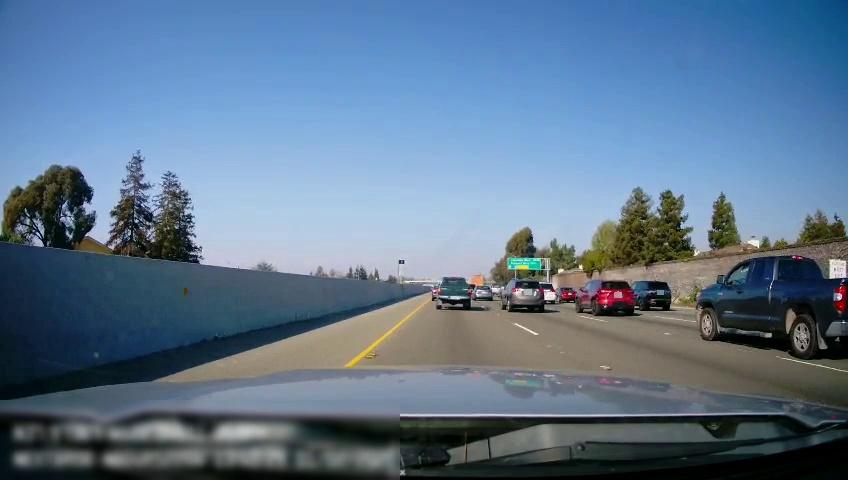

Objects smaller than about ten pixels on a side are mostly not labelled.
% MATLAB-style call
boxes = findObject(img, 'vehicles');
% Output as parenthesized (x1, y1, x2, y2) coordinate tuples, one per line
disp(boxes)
(574, 280, 635, 317)
(466, 284, 478, 292)
(631, 281, 673, 312)
(471, 285, 494, 302)
(539, 282, 557, 305)
(555, 288, 578, 304)
(694, 255, 848, 361)
(434, 276, 471, 311)
(500, 278, 545, 313)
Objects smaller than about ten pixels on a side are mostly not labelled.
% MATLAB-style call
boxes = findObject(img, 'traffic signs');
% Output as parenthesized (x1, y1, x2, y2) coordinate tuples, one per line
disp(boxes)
(398, 259, 405, 274)
(506, 257, 541, 270)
